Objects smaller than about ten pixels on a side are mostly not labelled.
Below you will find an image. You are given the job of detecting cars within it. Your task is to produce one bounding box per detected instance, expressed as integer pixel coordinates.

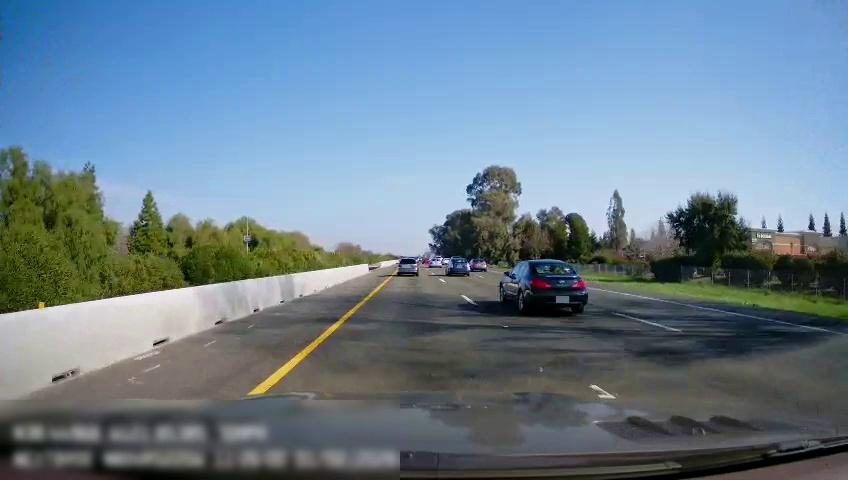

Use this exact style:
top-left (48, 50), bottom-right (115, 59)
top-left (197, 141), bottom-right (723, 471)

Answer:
top-left (498, 257), bottom-right (589, 316)
top-left (429, 257), bottom-right (443, 268)
top-left (470, 258), bottom-right (488, 273)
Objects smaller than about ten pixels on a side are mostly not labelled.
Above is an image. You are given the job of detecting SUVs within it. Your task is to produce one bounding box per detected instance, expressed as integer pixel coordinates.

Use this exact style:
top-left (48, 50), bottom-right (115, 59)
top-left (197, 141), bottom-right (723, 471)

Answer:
top-left (397, 257), bottom-right (421, 276)
top-left (445, 257), bottom-right (471, 277)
